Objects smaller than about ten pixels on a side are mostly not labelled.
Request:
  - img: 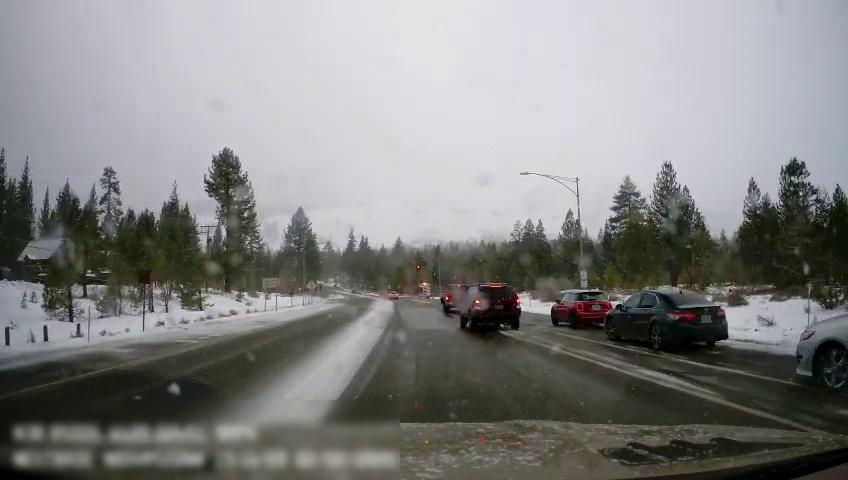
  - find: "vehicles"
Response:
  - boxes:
[441,283,468,315]
[458,282,522,332]
[387,291,399,300]
[794,311,848,394]
[550,289,613,328]
[418,282,430,298]
[604,289,730,350]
